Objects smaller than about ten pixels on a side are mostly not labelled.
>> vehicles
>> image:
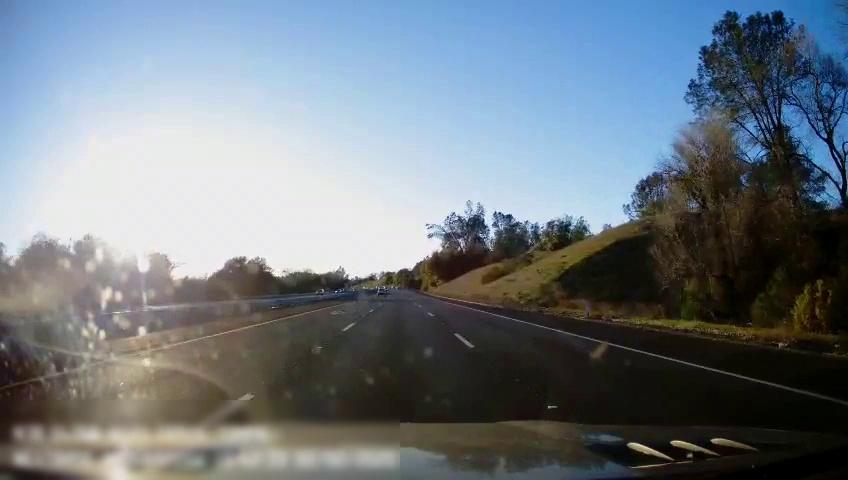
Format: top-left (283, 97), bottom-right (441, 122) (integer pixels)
top-left (376, 287), bottom-right (389, 297)
top-left (314, 289), bottom-right (325, 295)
